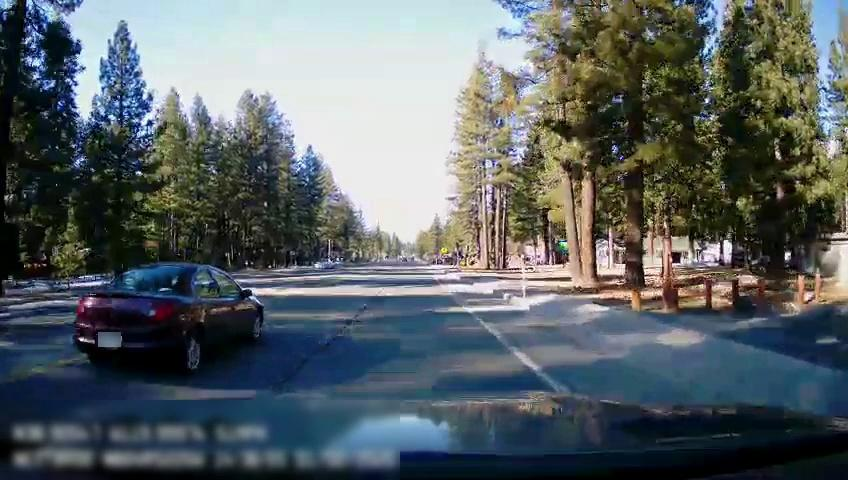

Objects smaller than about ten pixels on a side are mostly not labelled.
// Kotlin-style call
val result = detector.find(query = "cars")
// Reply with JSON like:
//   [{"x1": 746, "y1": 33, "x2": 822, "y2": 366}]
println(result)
[
  {"x1": 312, "y1": 257, "x2": 337, "y2": 271},
  {"x1": 73, "y1": 261, "x2": 266, "y2": 379}
]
